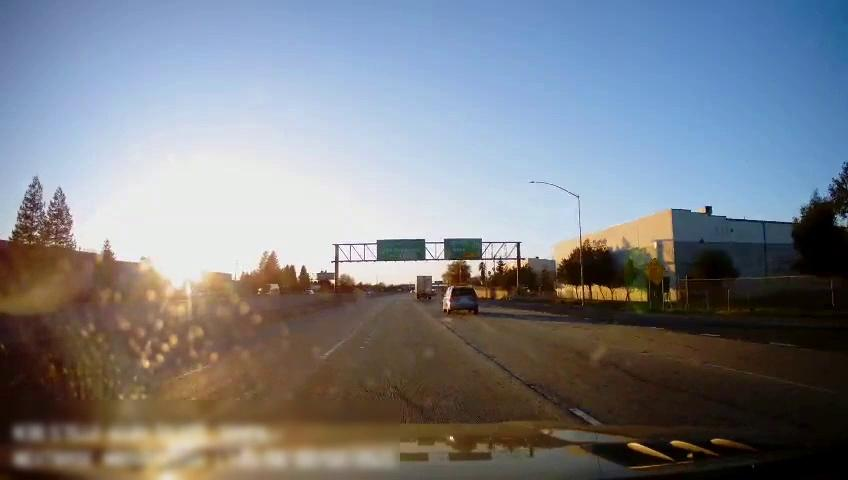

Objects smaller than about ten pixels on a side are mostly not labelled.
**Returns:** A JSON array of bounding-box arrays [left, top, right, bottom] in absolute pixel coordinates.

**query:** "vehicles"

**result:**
[[443, 287, 478, 315], [257, 284, 280, 296], [304, 289, 315, 295], [417, 275, 433, 300]]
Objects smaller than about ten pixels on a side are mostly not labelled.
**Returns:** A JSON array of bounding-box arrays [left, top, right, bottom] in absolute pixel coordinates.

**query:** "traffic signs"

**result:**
[[377, 239, 426, 260], [444, 238, 482, 260]]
